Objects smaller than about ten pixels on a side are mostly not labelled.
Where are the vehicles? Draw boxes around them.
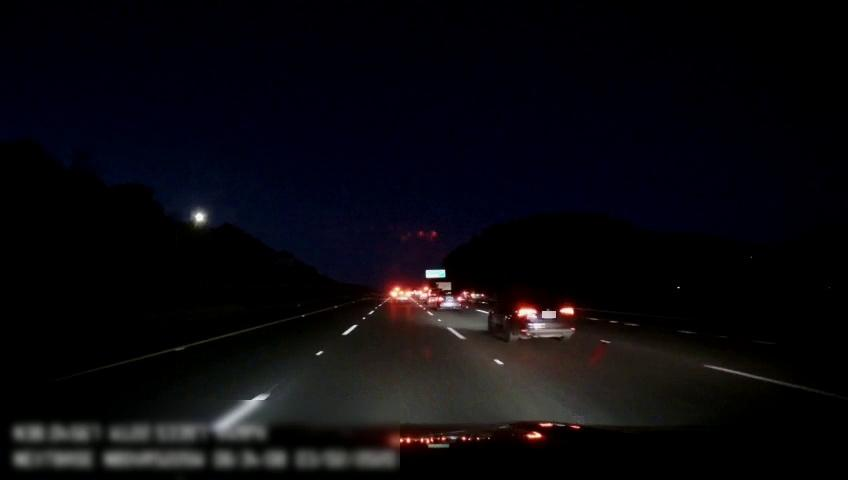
[426,289,443,308]
[392,287,410,303]
[437,282,452,291]
[436,292,461,311]
[487,288,575,345]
